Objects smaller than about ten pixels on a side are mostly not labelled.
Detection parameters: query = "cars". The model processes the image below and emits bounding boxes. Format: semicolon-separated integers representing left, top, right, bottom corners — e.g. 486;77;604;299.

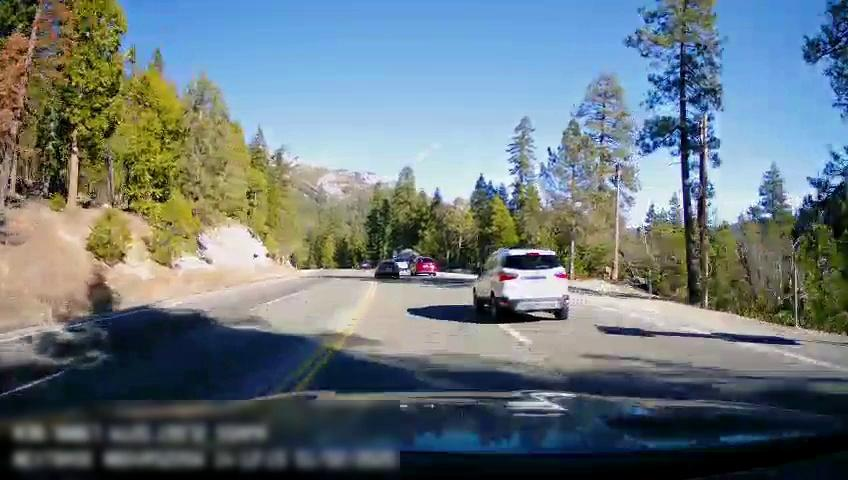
373;259;401;280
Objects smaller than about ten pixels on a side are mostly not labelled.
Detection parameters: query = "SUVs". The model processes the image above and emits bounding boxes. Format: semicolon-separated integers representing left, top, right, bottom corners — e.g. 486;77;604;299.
410;255;438;277
472;247;570;324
